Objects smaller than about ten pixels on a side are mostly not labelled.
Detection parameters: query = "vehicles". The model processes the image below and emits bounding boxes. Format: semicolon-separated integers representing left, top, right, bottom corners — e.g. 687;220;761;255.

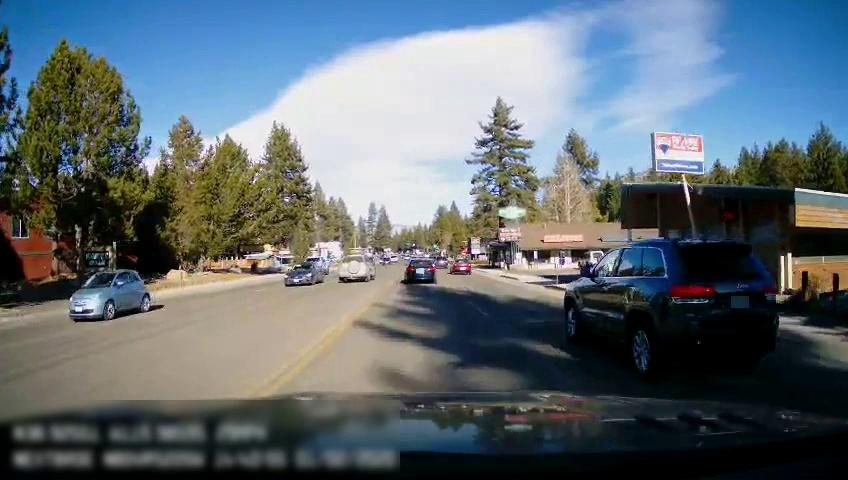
69;269;152;322
406;257;435;283
435;256;447;267
578;250;605;266
338;254;375;283
561;237;776;380
284;263;324;286
302;256;330;274
450;258;471;274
